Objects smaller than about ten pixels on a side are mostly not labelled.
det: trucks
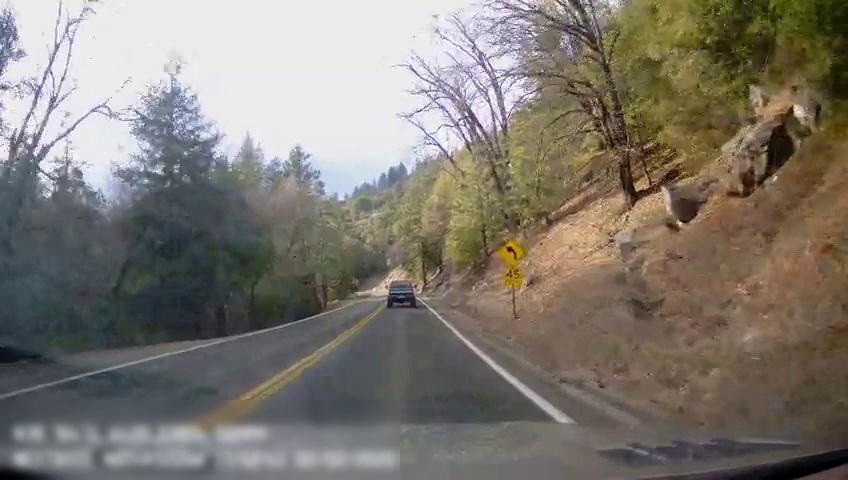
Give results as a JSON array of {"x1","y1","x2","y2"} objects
[{"x1": 386, "y1": 279, "x2": 416, "y2": 307}]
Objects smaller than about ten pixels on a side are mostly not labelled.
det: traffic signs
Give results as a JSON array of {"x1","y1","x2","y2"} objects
[
  {"x1": 504, "y1": 266, "x2": 523, "y2": 287},
  {"x1": 497, "y1": 239, "x2": 526, "y2": 268}
]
